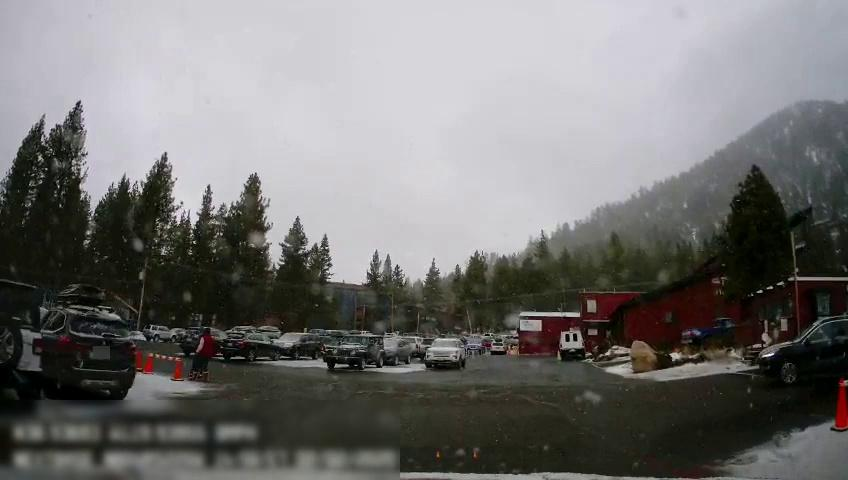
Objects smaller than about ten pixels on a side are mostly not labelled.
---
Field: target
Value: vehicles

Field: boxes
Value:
[220,331,282,363]
[417,338,432,360]
[426,338,466,369]
[277,332,321,361]
[681,316,742,345]
[323,337,339,362]
[42,308,136,406]
[384,337,412,367]
[560,330,585,360]
[0,280,44,416]
[757,314,848,388]
[328,333,385,371]
[407,336,422,358]
[179,326,227,358]
[142,323,177,344]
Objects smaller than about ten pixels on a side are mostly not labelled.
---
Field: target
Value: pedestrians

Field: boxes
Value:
[194,329,216,379]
